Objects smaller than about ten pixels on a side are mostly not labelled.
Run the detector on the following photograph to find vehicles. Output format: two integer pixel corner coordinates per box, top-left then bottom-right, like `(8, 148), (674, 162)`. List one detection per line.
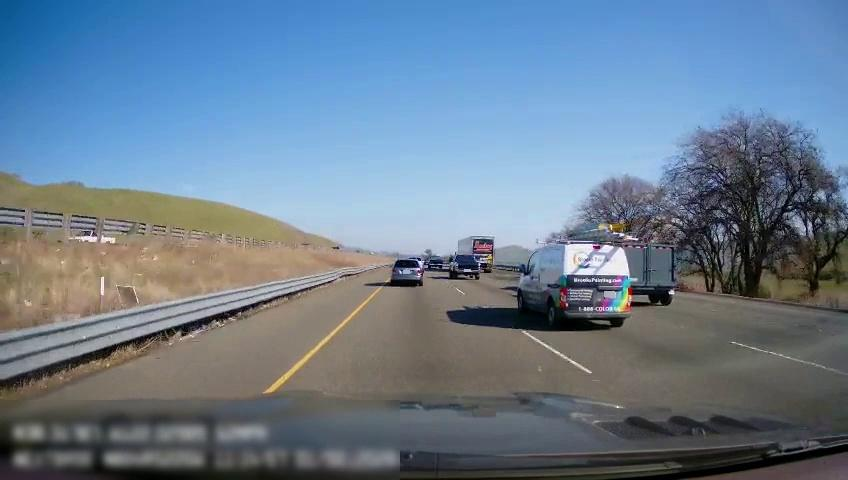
(390, 258), (424, 286)
(428, 255), (444, 269)
(454, 235), (495, 273)
(516, 222), (644, 329)
(448, 253), (481, 280)
(613, 242), (676, 307)
(408, 256), (426, 272)
(67, 229), (117, 247)
(329, 246), (341, 250)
